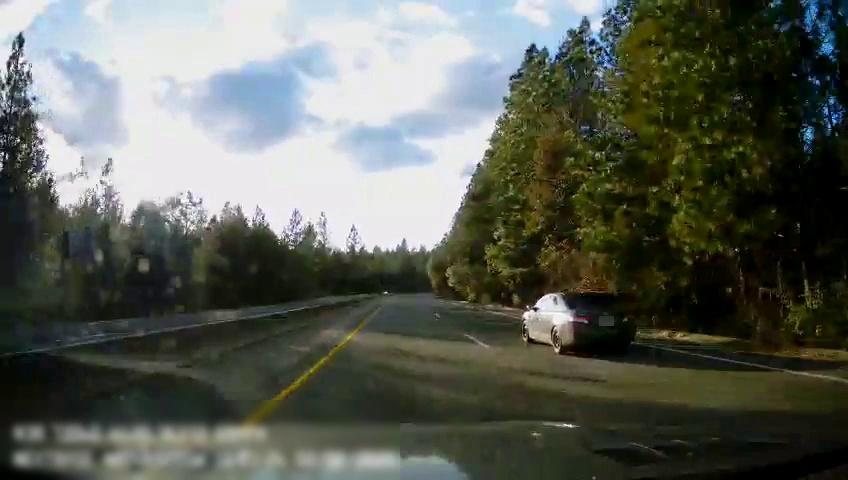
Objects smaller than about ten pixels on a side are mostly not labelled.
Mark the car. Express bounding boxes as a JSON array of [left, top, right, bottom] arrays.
[[520, 291, 638, 355]]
